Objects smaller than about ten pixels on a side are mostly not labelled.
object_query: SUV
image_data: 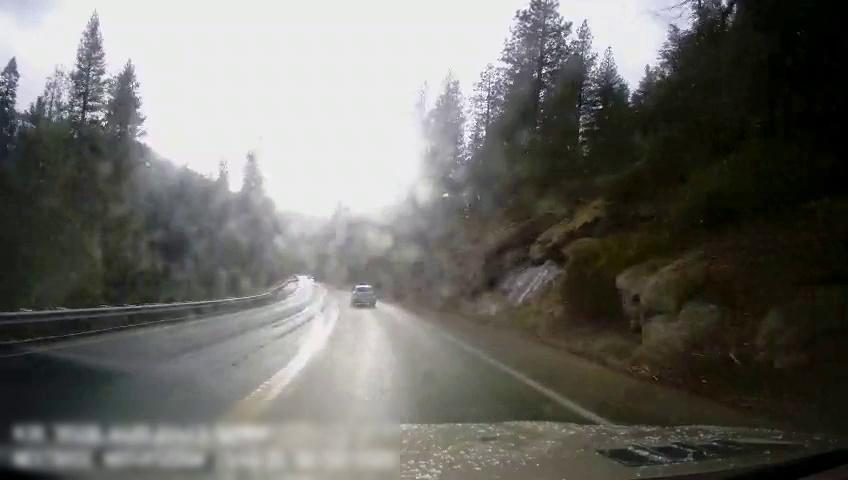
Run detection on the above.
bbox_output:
[350,284,377,306]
